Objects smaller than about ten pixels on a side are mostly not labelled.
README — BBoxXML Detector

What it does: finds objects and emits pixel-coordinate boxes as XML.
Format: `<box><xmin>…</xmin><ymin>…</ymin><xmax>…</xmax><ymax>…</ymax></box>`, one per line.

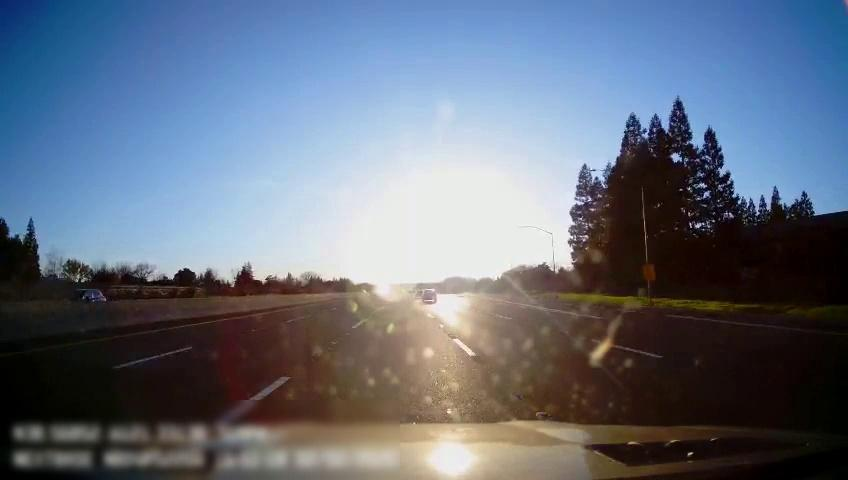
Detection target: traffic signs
<box><xmin>643</xmin><ymin>263</ymin><xmax>656</xmax><ymax>281</ymax></box>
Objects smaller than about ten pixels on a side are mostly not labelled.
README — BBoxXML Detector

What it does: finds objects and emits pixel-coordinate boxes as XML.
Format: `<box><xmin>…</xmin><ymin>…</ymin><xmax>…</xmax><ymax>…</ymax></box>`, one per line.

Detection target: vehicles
<box><xmin>64</xmin><ymin>288</ymin><xmax>107</xmax><ymax>303</ymax></box>
<box><xmin>415</xmin><ymin>290</ymin><xmax>426</xmax><ymax>299</ymax></box>
<box><xmin>421</xmin><ymin>288</ymin><xmax>437</xmax><ymax>303</ymax></box>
